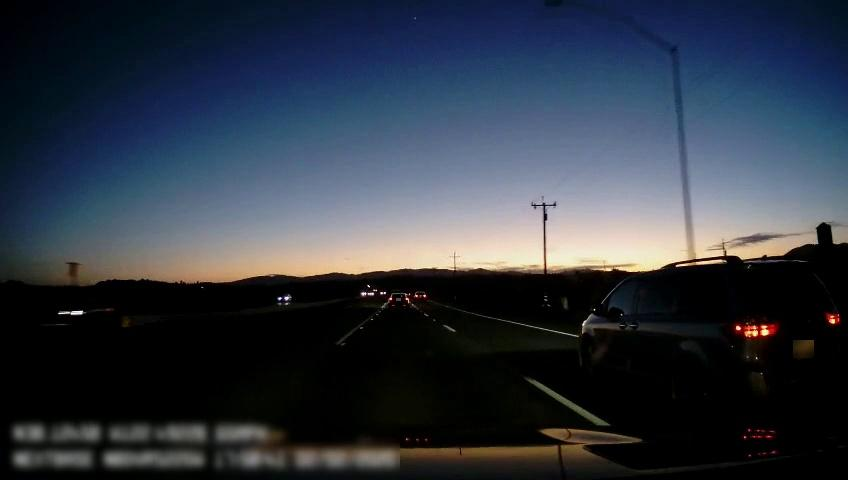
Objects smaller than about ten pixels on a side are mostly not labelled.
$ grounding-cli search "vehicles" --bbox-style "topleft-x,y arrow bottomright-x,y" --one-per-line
277,293 -> 293,303
413,291 -> 427,303
56,296 -> 120,324
578,259 -> 845,412
388,292 -> 410,311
